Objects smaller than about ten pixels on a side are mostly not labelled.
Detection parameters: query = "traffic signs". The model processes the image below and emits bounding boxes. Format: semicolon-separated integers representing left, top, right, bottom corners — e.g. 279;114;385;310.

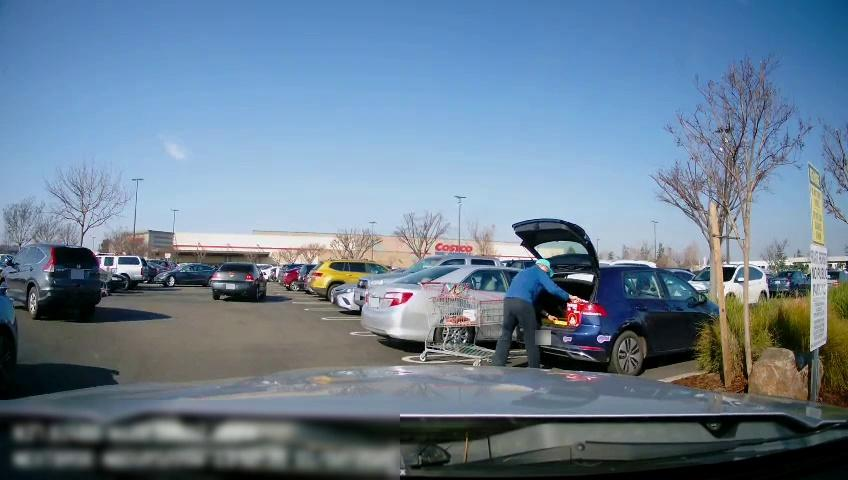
809;243;829;353
807;162;825;246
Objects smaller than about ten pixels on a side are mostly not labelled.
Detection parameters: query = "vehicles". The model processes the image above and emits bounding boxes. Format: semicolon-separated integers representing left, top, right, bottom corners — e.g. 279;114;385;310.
510;217;721;376
0;244;102;320
154;262;214;289
98;255;148;290
100;267;125;293
360;263;523;350
304;259;392;304
353;253;502;307
331;282;361;313
668;267;697;282
210;260;268;303
767;270;812;299
262;266;279;281
0;286;19;375
600;259;658;269
688;262;771;307
297;263;316;283
281;263;303;292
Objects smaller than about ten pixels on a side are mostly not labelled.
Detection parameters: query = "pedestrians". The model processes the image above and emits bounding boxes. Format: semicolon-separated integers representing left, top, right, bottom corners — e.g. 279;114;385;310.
494;257;579;370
